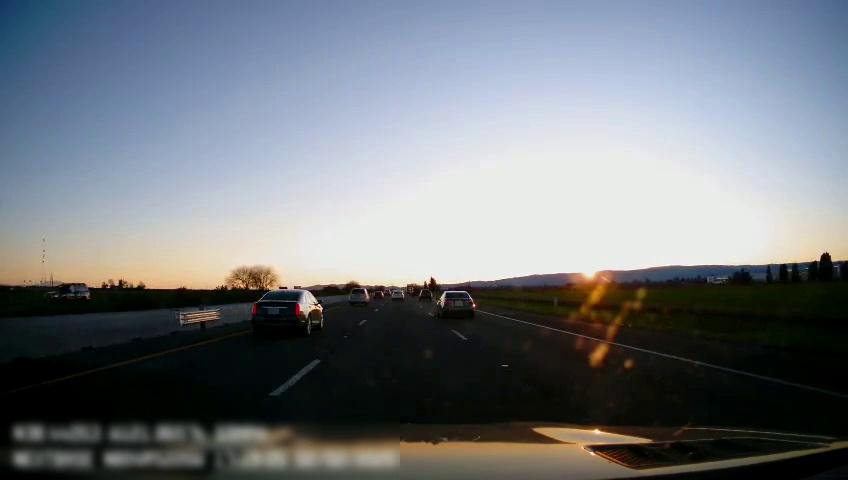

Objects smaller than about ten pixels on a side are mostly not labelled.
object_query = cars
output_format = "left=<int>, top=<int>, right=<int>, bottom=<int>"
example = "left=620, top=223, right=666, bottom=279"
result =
left=249, top=288, right=326, bottom=338
left=392, top=290, right=405, bottom=301
left=373, top=290, right=384, bottom=300
left=435, top=290, right=477, bottom=319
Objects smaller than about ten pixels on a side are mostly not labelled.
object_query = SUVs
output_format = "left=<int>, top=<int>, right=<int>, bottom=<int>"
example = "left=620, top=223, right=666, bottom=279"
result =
left=348, top=287, right=371, bottom=307
left=43, top=282, right=92, bottom=305
left=418, top=289, right=433, bottom=302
